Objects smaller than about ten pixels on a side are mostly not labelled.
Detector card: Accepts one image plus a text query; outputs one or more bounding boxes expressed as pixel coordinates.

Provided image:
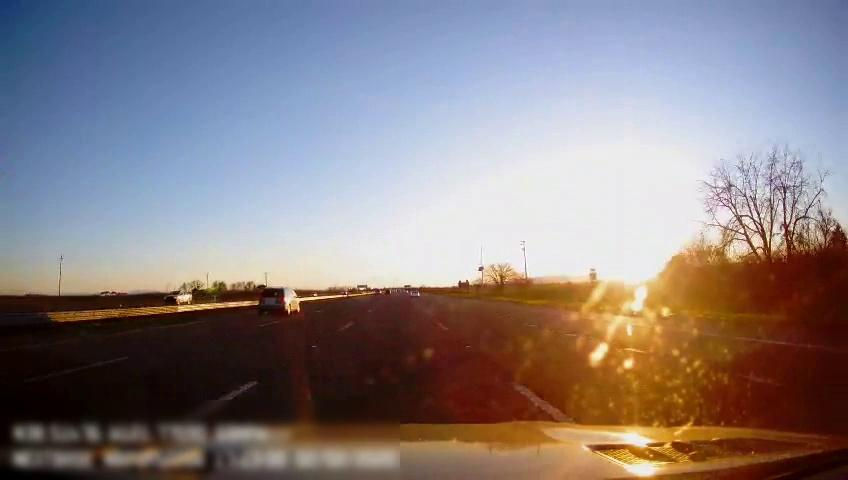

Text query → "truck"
[164,290,192,305]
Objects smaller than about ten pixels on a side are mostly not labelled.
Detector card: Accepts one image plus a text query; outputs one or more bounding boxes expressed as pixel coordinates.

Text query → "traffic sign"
[458,282,470,289]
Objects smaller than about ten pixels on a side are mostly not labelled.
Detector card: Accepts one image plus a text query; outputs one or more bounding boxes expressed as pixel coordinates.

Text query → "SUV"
[258,286,300,316]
